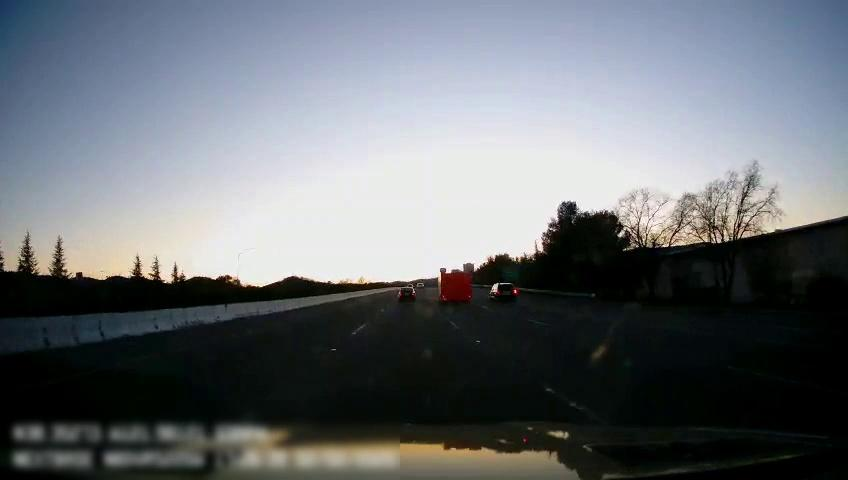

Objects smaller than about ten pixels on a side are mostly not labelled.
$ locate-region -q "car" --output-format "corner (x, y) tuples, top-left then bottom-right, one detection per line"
(398, 287), (416, 303)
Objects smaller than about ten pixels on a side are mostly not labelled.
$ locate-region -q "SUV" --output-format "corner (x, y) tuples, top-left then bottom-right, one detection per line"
(490, 283), (517, 302)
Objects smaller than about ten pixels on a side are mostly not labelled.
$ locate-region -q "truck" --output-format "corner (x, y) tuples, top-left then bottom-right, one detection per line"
(437, 271), (472, 306)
